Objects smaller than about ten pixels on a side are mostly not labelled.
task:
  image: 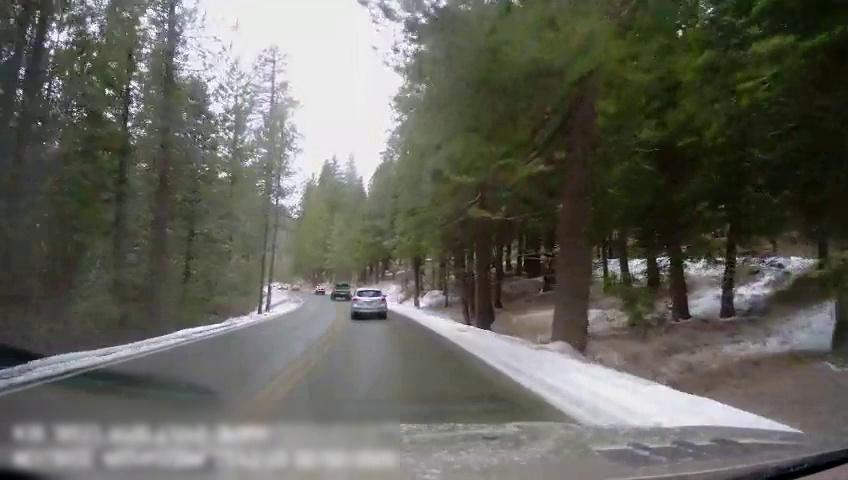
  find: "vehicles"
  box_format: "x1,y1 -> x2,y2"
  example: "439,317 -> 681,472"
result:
351,288 -> 388,319
330,283 -> 351,301
314,284 -> 327,296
